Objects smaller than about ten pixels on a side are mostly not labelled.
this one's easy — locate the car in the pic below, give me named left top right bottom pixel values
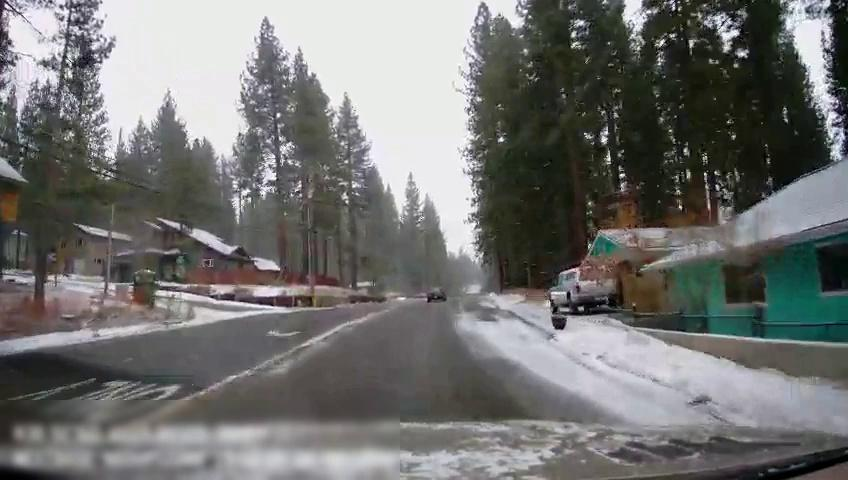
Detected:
left=426, top=290, right=447, bottom=303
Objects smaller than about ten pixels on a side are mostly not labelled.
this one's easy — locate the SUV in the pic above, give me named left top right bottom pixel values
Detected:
left=546, top=264, right=617, bottom=314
